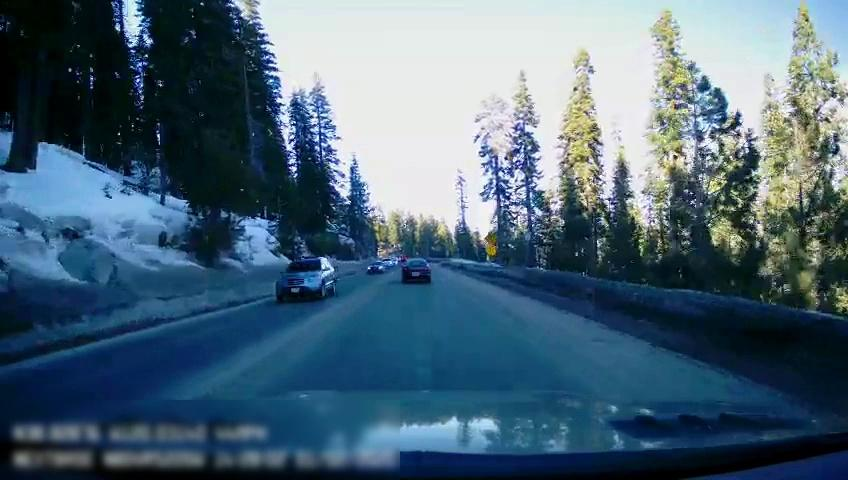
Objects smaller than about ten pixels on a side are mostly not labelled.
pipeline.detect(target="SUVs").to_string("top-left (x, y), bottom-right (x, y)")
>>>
top-left (275, 257), bottom-right (337, 304)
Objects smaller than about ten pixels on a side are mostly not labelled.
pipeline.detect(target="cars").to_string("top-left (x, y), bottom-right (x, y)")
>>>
top-left (400, 258), bottom-right (432, 285)
top-left (367, 260), bottom-right (385, 274)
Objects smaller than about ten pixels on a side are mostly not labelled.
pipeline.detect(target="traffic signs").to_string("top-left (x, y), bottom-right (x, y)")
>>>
top-left (486, 246), bottom-right (496, 257)
top-left (485, 233), bottom-right (497, 245)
